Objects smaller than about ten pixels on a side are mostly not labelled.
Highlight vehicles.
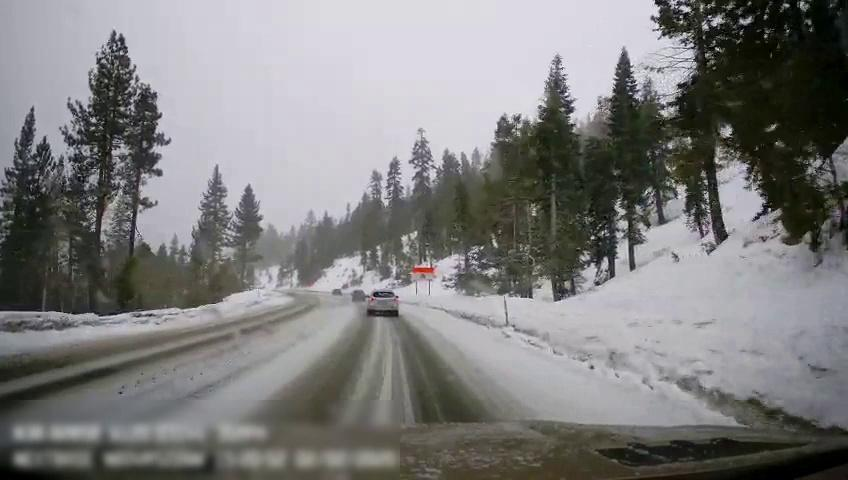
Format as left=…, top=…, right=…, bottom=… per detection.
left=366, top=289, right=400, bottom=317
left=332, top=287, right=344, bottom=296
left=351, top=289, right=367, bottom=301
